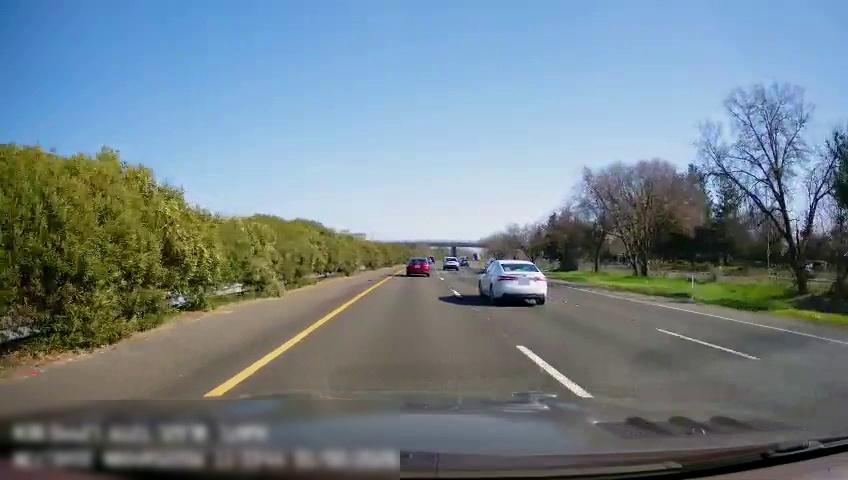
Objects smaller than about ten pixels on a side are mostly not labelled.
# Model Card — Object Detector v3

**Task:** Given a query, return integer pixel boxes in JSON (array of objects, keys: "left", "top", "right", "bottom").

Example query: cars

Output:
[
  {"left": 405, "top": 256, "right": 431, "bottom": 277},
  {"left": 443, "top": 256, "right": 459, "bottom": 271},
  {"left": 476, "top": 258, "right": 550, "bottom": 307}
]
